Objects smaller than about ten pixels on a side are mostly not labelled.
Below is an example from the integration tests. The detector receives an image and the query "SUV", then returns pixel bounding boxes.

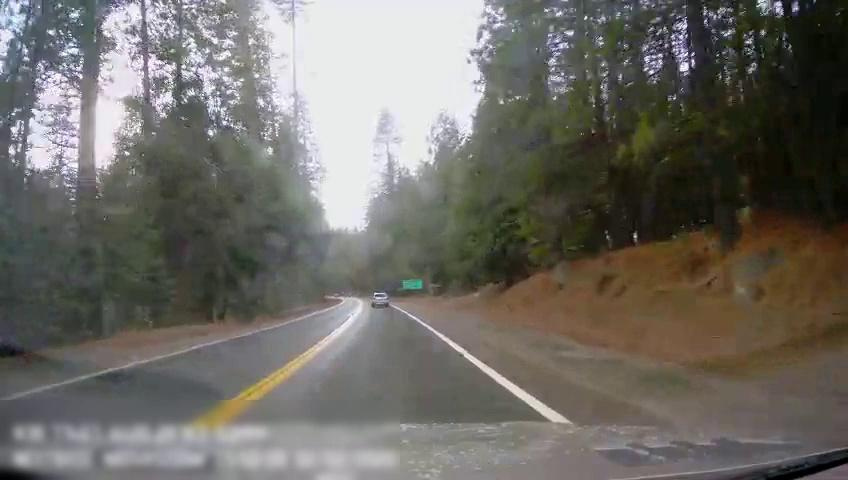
[371,292,389,308]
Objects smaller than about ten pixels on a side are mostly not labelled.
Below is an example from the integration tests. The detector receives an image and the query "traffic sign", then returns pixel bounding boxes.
[401,279,423,291]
